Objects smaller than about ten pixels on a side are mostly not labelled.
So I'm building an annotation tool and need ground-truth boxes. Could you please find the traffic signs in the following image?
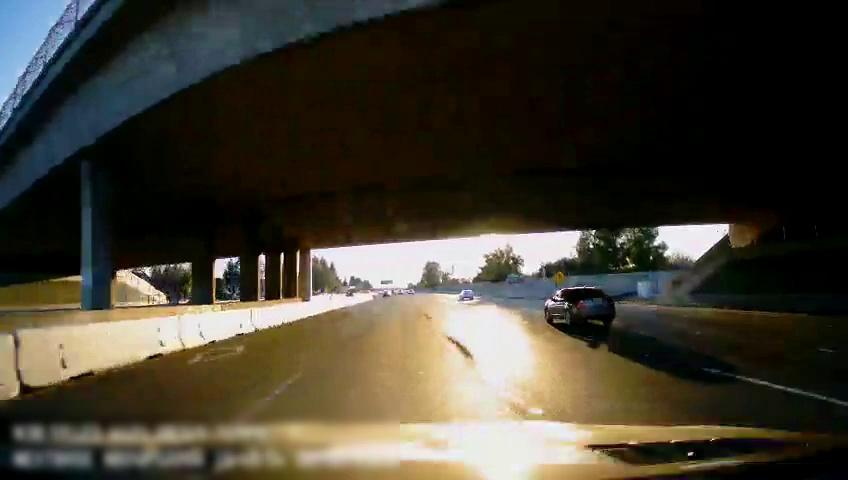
[552,270,566,286]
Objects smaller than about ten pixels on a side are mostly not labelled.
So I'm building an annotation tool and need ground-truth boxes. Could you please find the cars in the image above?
[544,287,616,330]
[459,289,474,300]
